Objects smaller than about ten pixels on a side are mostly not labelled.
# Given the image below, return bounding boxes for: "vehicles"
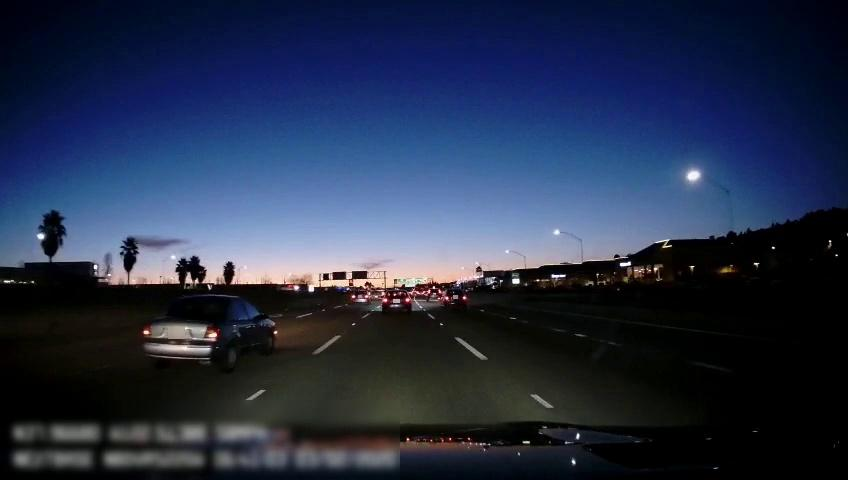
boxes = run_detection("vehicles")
[440,289,468,309]
[369,287,387,300]
[382,290,412,314]
[425,288,442,302]
[351,290,371,305]
[142,294,278,373]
